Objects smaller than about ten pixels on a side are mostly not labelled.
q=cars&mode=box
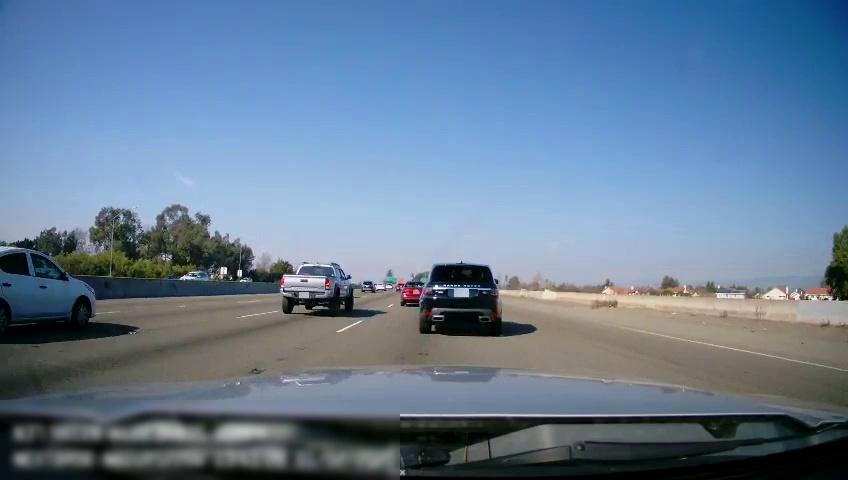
[400,280,431,307]
[0,246,97,344]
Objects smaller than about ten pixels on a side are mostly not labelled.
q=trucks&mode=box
[280,262,354,317]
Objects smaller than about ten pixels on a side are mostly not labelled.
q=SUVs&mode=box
[361,280,376,293]
[419,259,503,336]
[179,270,210,280]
